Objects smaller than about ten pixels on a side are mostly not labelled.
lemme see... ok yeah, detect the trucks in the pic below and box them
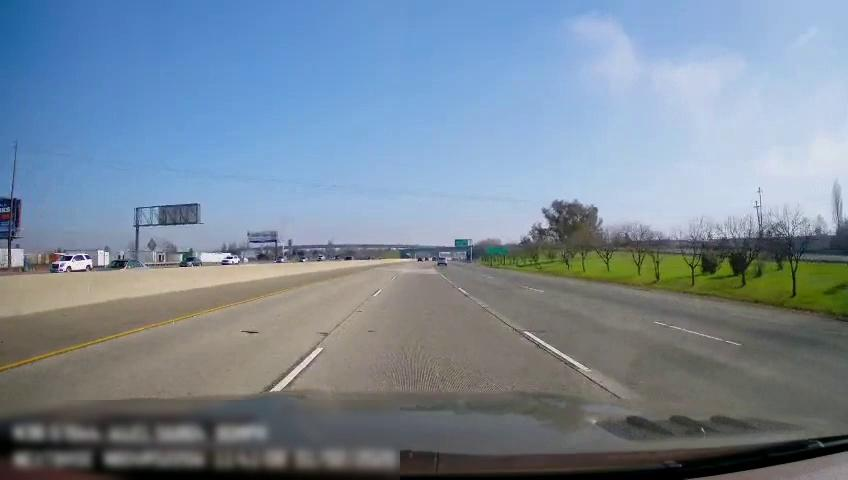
[221,255,241,266]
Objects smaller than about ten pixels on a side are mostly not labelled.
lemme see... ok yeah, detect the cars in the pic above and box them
[95,258,151,273]
[178,256,204,268]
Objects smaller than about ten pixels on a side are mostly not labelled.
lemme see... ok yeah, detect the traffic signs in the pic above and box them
[157,203,201,225]
[454,238,468,249]
[486,246,509,256]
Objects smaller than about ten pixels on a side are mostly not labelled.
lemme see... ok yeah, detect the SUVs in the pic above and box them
[48,254,94,275]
